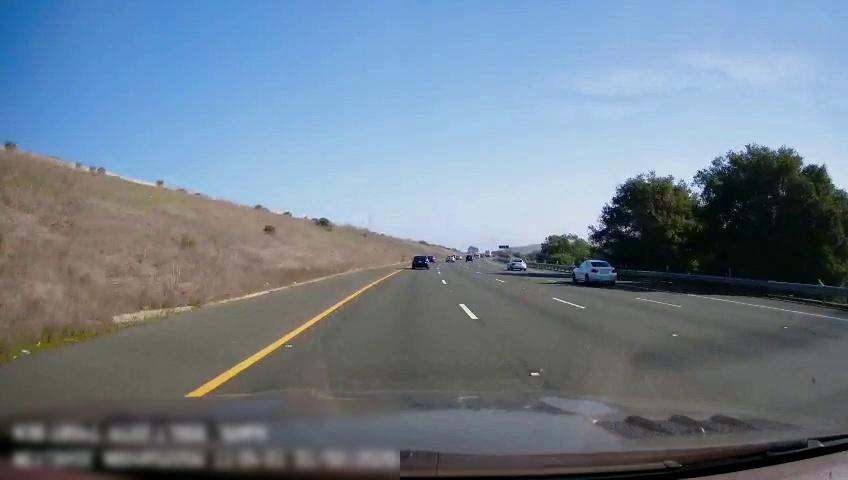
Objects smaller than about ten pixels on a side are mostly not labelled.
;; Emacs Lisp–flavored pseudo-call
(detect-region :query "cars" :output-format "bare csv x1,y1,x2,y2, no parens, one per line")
507,257,528,272
571,260,617,287
412,255,430,270
445,255,456,264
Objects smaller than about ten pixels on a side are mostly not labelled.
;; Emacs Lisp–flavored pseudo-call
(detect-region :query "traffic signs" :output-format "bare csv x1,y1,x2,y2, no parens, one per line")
498,245,510,249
